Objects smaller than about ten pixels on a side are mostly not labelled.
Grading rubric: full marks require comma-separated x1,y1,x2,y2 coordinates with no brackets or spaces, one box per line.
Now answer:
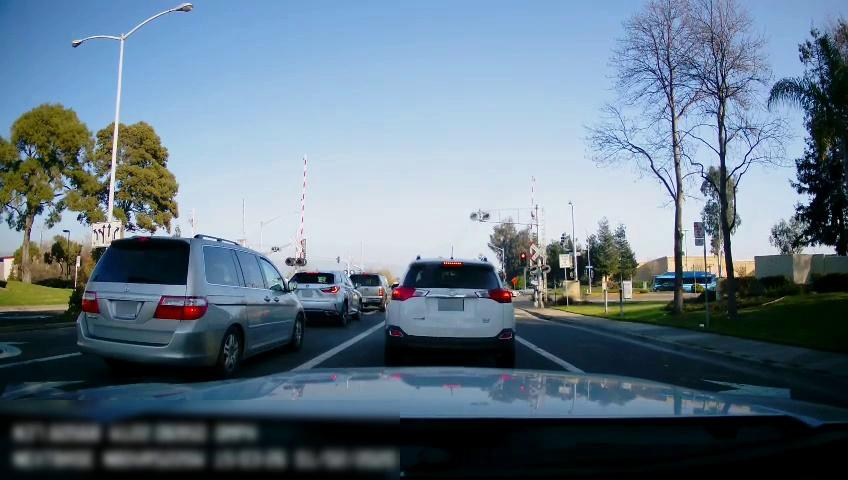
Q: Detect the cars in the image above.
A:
518,286,536,296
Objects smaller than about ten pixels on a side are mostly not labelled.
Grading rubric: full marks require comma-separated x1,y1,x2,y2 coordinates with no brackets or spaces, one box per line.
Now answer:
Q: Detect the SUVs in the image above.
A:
385,255,516,361
348,272,394,312
286,271,364,327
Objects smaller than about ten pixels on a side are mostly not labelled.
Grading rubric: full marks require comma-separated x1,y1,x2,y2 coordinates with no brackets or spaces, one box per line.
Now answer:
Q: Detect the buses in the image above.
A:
653,270,719,293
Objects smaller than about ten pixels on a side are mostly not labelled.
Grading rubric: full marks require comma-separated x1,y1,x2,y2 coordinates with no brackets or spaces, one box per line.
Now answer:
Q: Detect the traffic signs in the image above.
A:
693,222,706,239
90,221,121,248
559,253,570,268
530,243,548,261
694,237,705,247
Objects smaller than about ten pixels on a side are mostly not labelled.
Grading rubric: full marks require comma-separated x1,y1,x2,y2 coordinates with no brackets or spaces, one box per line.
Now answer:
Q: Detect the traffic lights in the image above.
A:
520,252,527,267
285,257,297,267
559,233,565,247
296,257,308,267
301,238,307,253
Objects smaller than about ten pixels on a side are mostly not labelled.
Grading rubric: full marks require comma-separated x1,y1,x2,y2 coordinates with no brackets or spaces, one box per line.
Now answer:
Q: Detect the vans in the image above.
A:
75,232,305,379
